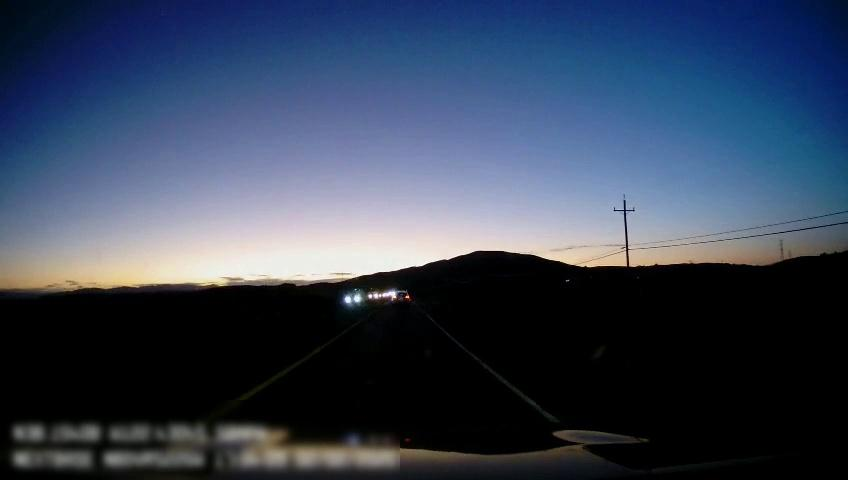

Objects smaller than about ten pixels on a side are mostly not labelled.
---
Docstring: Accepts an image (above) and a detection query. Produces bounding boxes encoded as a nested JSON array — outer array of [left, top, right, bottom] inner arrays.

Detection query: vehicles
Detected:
[[393, 290, 411, 305], [367, 291, 380, 301], [342, 290, 365, 307]]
